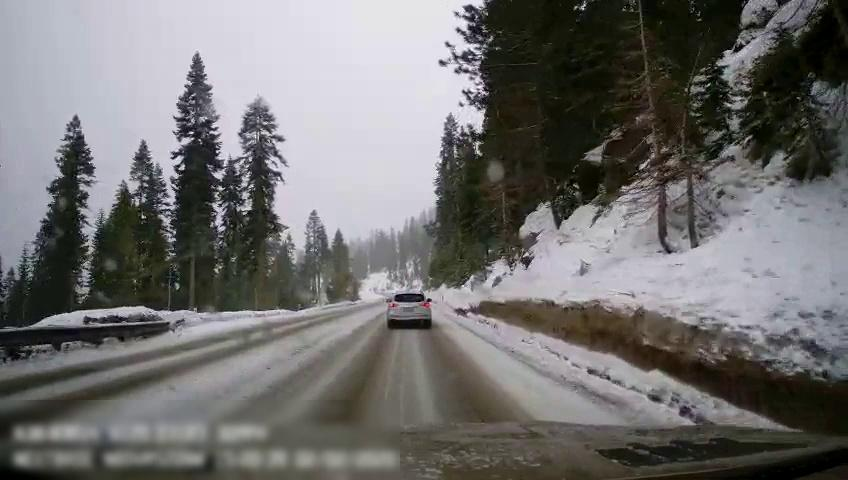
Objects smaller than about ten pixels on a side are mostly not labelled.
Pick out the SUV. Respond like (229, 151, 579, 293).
(384, 291, 433, 329)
